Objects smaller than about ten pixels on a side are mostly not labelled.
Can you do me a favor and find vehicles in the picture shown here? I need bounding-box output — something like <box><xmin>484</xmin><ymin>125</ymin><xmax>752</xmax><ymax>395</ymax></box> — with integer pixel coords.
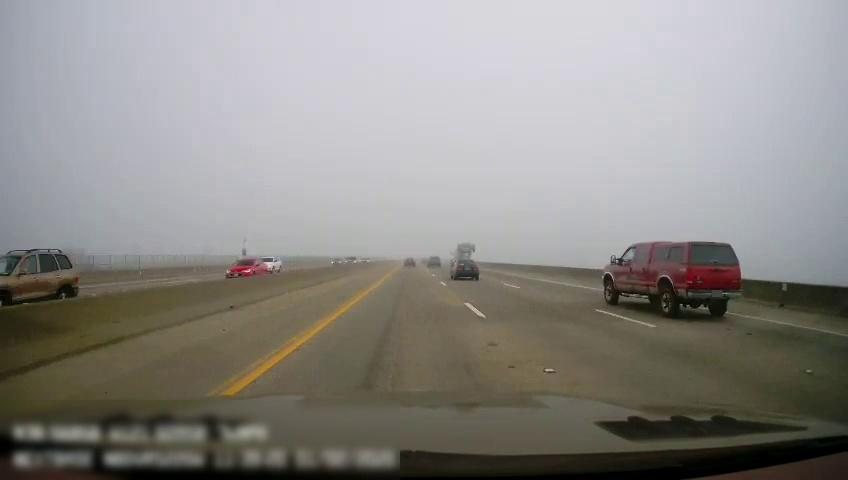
<box><xmin>330</xmin><ymin>257</ymin><xmax>346</xmax><ymax>265</ymax></box>
<box><xmin>600</xmin><ymin>240</ymin><xmax>745</xmax><ymax>318</ymax></box>
<box><xmin>343</xmin><ymin>256</ymin><xmax>361</xmax><ymax>265</ymax></box>
<box><xmin>447</xmin><ymin>241</ymin><xmax>477</xmax><ymax>266</ymax></box>
<box><xmin>449</xmin><ymin>258</ymin><xmax>481</xmax><ymax>280</ymax></box>
<box><xmin>426</xmin><ymin>255</ymin><xmax>441</xmax><ymax>267</ymax></box>
<box><xmin>257</xmin><ymin>256</ymin><xmax>283</xmax><ymax>275</ymax></box>
<box><xmin>0</xmin><ymin>247</ymin><xmax>81</xmax><ymax>308</ymax></box>
<box><xmin>224</xmin><ymin>257</ymin><xmax>270</xmax><ymax>282</ymax></box>
<box><xmin>404</xmin><ymin>257</ymin><xmax>416</xmax><ymax>267</ymax></box>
